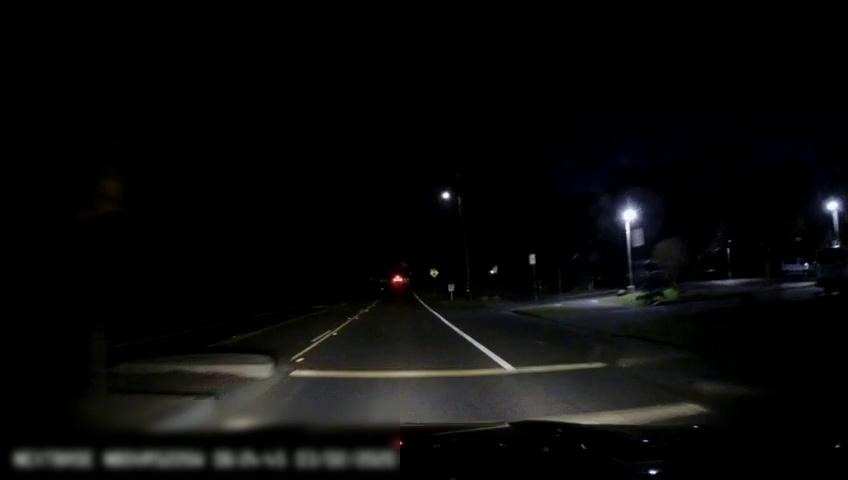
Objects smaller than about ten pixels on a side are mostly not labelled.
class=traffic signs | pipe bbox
[73,167,124,223]
[429,268,439,279]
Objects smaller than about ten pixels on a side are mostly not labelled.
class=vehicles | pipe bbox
[814,238,848,295]
[780,256,814,280]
